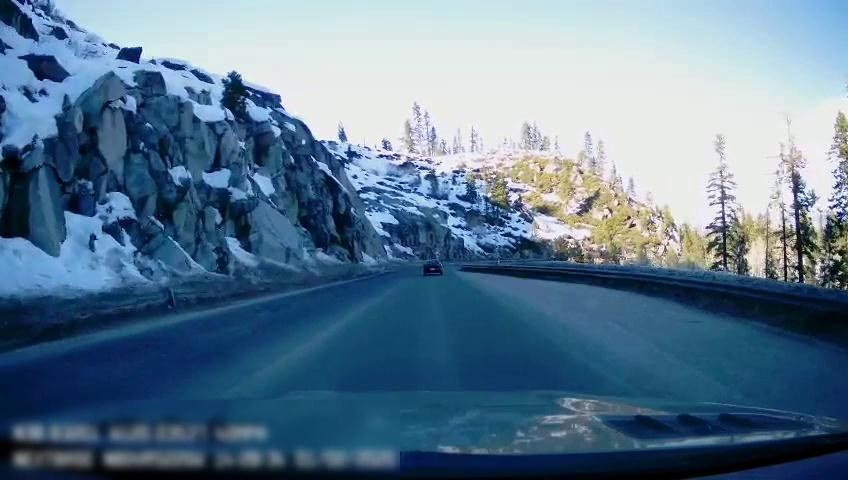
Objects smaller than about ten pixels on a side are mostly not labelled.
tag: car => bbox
[423,260,445,277]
